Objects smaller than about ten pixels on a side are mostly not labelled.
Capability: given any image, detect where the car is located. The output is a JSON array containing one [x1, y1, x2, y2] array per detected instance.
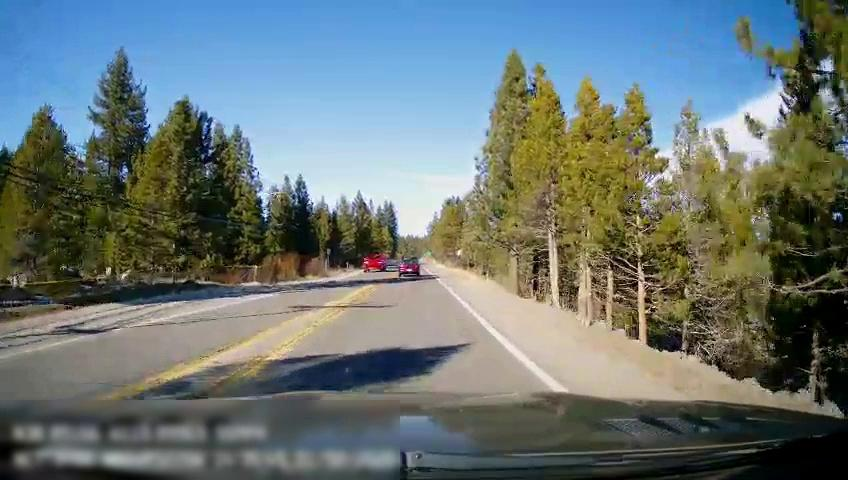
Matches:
[[398, 258, 421, 277]]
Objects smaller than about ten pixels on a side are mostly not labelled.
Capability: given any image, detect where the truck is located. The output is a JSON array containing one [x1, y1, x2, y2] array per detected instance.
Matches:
[[361, 252, 388, 273]]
